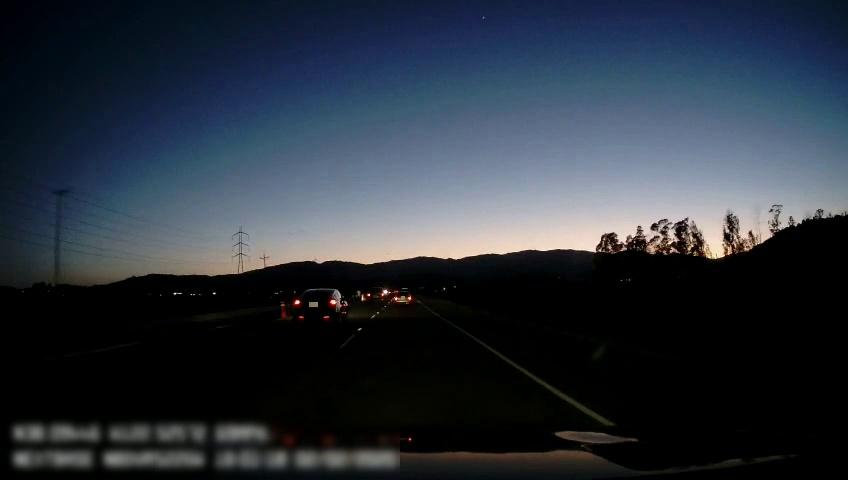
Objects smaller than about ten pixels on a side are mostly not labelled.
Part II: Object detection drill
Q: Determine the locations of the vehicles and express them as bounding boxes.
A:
[292,287,351,329]
[361,286,381,303]
[393,291,412,306]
